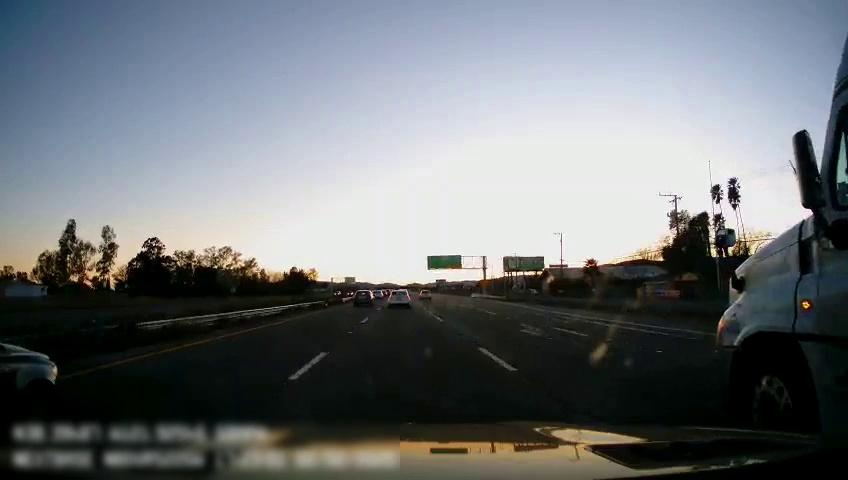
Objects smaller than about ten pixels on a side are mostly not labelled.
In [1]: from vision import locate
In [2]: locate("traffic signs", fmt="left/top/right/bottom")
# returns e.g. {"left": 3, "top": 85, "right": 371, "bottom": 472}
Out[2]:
{"left": 427, "top": 254, "right": 463, "bottom": 271}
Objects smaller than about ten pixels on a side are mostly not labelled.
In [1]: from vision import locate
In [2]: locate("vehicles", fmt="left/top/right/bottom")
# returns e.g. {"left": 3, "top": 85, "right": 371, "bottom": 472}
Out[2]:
{"left": 373, "top": 289, "right": 384, "bottom": 299}
{"left": 353, "top": 290, "right": 375, "bottom": 305}
{"left": 418, "top": 289, "right": 432, "bottom": 300}
{"left": 714, "top": 36, "right": 848, "bottom": 438}
{"left": 0, "top": 342, "right": 58, "bottom": 432}
{"left": 388, "top": 289, "right": 412, "bottom": 308}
